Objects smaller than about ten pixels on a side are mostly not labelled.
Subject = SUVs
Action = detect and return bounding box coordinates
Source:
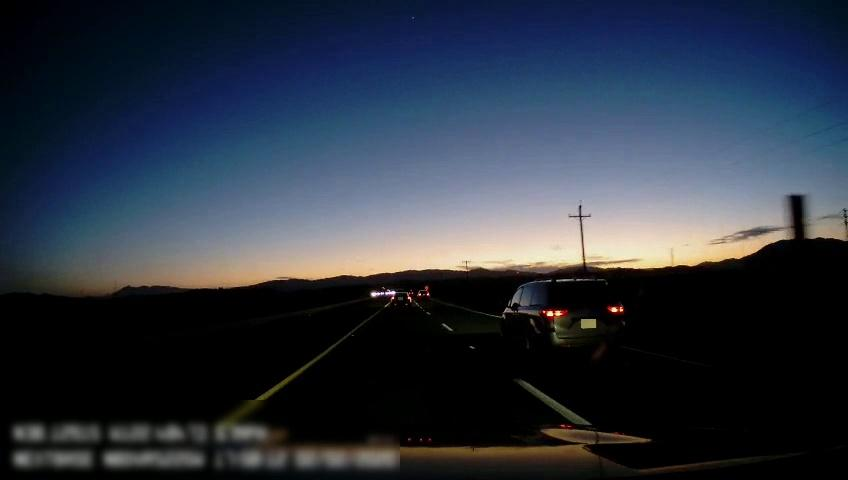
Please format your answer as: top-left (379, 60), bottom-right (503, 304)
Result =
top-left (416, 289), bottom-right (431, 302)
top-left (391, 291), bottom-right (412, 307)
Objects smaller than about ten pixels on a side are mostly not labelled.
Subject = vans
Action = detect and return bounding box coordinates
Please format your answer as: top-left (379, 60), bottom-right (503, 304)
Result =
top-left (498, 278), bottom-right (626, 352)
